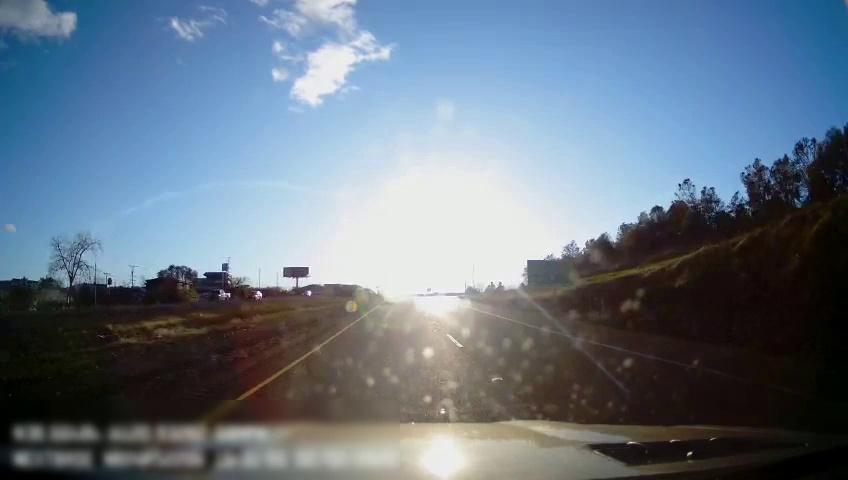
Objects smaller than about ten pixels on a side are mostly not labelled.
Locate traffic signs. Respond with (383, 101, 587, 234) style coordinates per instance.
(528, 262, 572, 286)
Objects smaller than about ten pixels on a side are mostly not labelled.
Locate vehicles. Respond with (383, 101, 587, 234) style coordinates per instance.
(210, 289, 231, 301)
(246, 290, 263, 301)
(302, 289, 313, 297)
